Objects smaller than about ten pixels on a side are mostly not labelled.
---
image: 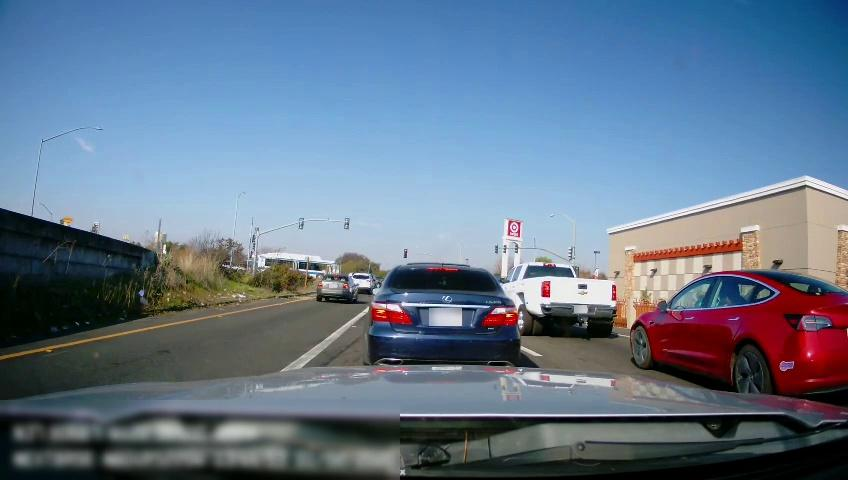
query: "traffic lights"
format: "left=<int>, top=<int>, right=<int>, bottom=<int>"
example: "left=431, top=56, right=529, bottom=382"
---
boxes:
left=513, top=242, right=519, bottom=256
left=297, top=217, right=305, bottom=230
left=403, top=248, right=408, bottom=260
left=567, top=247, right=573, bottom=261
left=343, top=217, right=350, bottom=231
left=494, top=244, right=499, bottom=255
left=502, top=243, right=507, bottom=255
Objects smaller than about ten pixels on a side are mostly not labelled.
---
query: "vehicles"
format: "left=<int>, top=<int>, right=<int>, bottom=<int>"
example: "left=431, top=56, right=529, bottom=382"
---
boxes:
left=315, top=273, right=361, bottom=304
left=361, top=262, right=522, bottom=367
left=628, top=267, right=848, bottom=408
left=491, top=262, right=618, bottom=338
left=221, top=260, right=242, bottom=273
left=255, top=252, right=331, bottom=283
left=348, top=272, right=376, bottom=296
